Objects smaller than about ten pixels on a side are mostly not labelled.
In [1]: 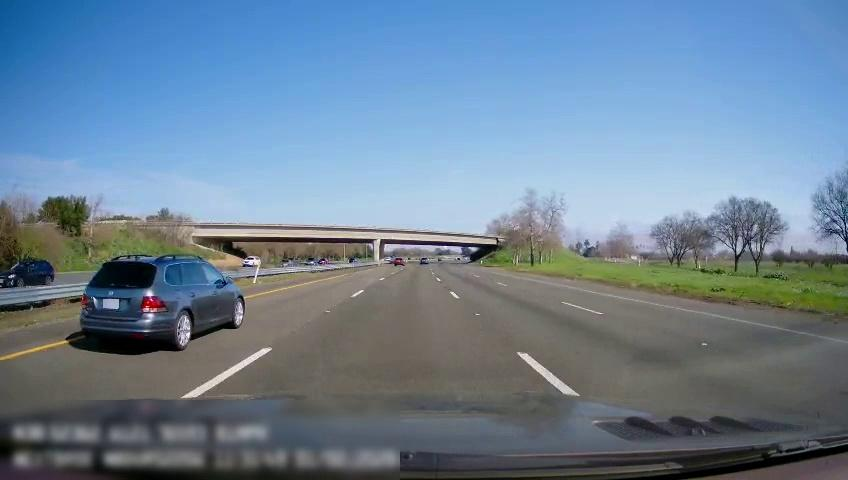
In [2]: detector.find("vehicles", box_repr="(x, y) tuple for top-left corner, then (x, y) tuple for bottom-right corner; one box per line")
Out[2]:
(420, 257), (428, 265)
(78, 254), (247, 351)
(0, 257), (56, 288)
(305, 257), (319, 265)
(392, 256), (405, 267)
(318, 258), (329, 265)
(279, 259), (295, 267)
(241, 255), (262, 267)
